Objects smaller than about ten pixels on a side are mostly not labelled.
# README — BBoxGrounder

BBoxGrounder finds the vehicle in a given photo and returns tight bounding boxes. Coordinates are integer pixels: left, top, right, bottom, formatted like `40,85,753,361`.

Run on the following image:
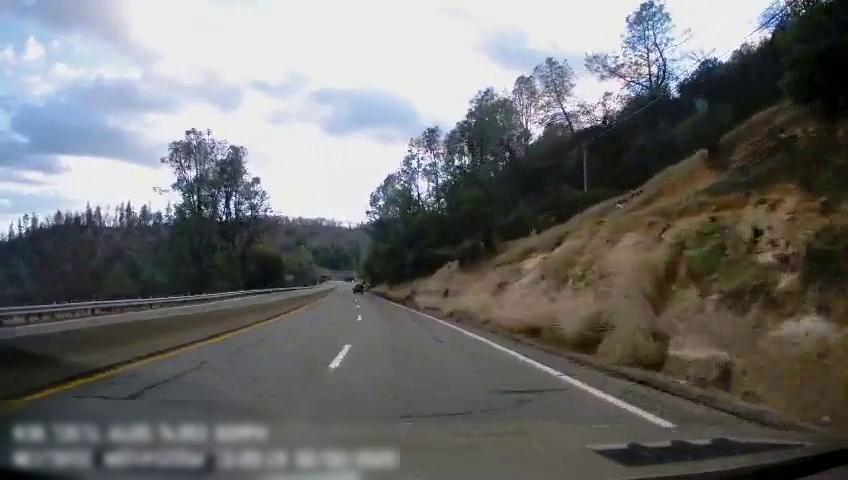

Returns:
352,284,364,295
